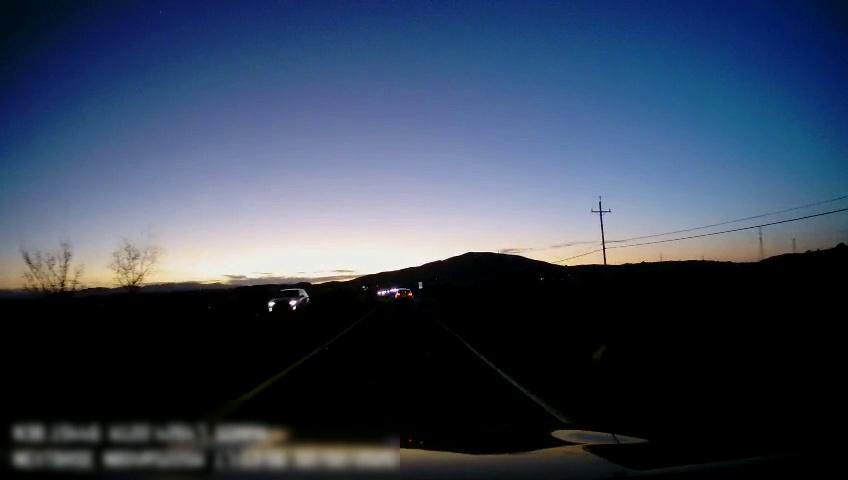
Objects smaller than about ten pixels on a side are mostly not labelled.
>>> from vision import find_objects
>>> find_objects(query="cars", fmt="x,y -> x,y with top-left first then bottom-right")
267,288 -> 311,315
394,290 -> 414,304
